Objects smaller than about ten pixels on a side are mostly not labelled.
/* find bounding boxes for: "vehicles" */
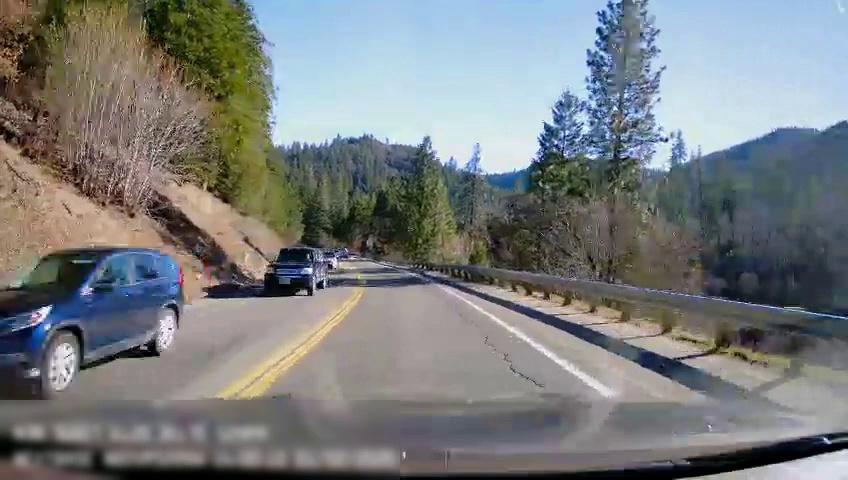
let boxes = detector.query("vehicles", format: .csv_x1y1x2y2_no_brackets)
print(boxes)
263,247,329,297
333,248,349,259
323,251,339,269
0,245,187,393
